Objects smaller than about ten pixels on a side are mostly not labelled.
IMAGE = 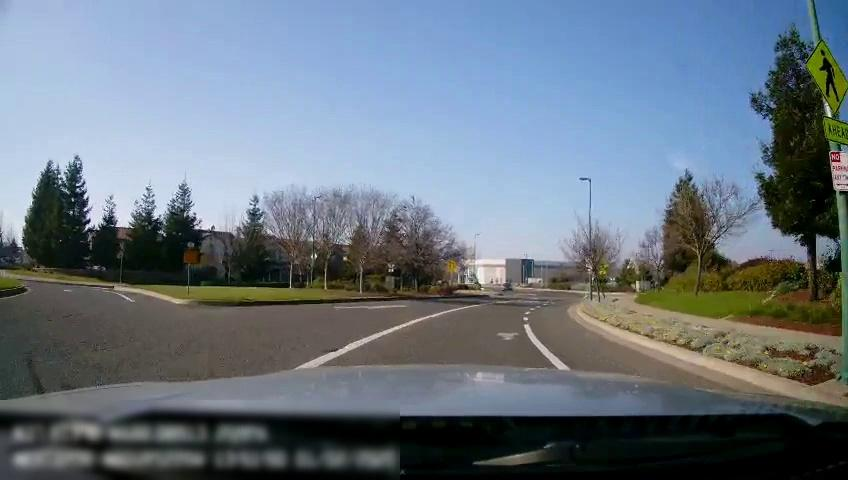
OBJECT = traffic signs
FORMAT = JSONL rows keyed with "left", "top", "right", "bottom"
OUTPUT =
{"left": 807, "top": 40, "right": 848, "bottom": 113}
{"left": 830, "top": 149, "right": 848, "bottom": 191}
{"left": 822, "top": 117, "right": 848, "bottom": 146}
{"left": 447, "top": 257, "right": 460, "bottom": 273}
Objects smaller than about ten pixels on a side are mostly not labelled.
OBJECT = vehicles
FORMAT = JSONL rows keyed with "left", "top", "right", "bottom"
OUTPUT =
{"left": 502, "top": 282, "right": 513, "bottom": 292}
